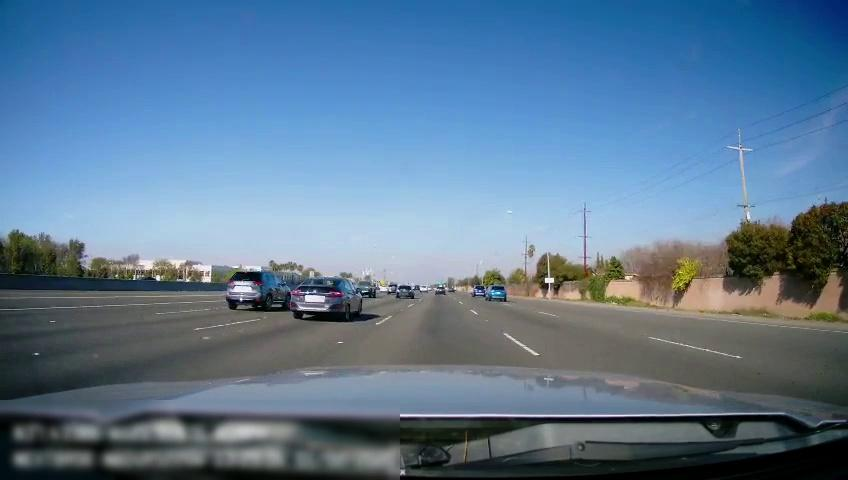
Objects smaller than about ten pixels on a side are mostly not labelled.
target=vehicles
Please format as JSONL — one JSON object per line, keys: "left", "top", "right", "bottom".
{"left": 395, "top": 285, "right": 415, "bottom": 300}
{"left": 387, "top": 284, "right": 399, "bottom": 295}
{"left": 355, "top": 280, "right": 377, "bottom": 299}
{"left": 471, "top": 285, "right": 486, "bottom": 298}
{"left": 435, "top": 286, "right": 447, "bottom": 296}
{"left": 484, "top": 285, "right": 507, "bottom": 302}
{"left": 287, "top": 276, "right": 363, "bottom": 322}
{"left": 137, "top": 276, "right": 157, "bottom": 281}
{"left": 224, "top": 271, "right": 294, "bottom": 313}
